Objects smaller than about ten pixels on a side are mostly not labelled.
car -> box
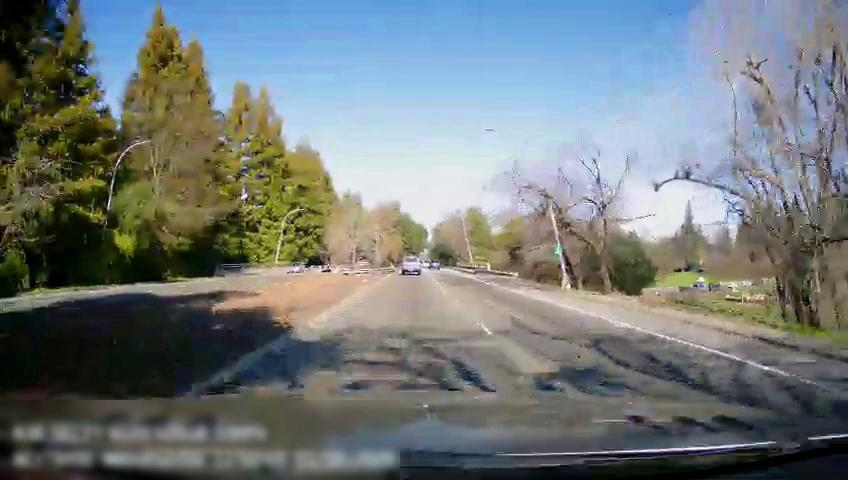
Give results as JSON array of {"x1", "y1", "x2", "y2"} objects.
[{"x1": 287, "y1": 261, "x2": 306, "y2": 274}]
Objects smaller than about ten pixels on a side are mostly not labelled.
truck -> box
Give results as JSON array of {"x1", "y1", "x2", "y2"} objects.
[{"x1": 401, "y1": 257, "x2": 422, "y2": 276}]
